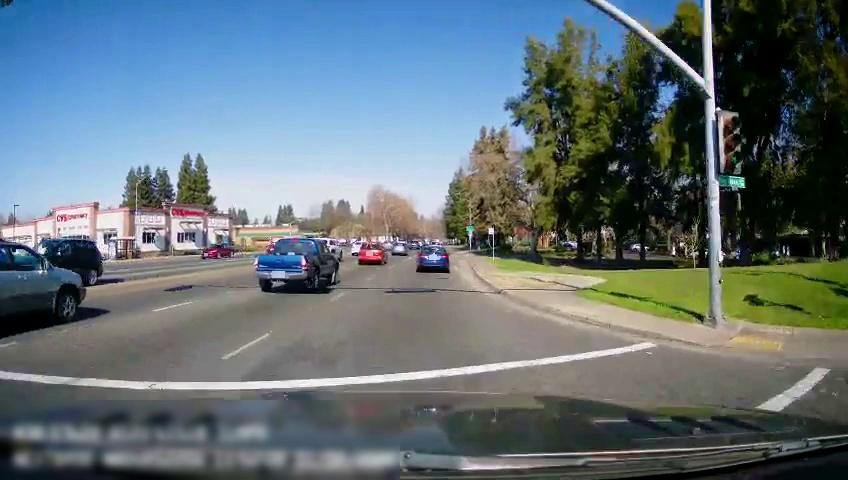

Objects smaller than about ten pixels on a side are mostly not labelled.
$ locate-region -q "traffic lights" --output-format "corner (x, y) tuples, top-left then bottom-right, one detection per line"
(720, 108), (743, 175)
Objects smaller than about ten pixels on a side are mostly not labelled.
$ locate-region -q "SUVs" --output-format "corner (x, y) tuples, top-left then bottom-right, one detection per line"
(32, 239), (105, 286)
(318, 238), (343, 262)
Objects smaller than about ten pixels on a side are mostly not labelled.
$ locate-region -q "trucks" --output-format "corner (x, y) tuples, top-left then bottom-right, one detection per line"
(255, 239), (339, 294)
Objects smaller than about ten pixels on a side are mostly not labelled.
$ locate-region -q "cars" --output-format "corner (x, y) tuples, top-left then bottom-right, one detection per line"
(392, 242), (407, 256)
(201, 244), (236, 261)
(0, 242), (87, 331)
(358, 240), (386, 265)
(351, 240), (364, 256)
(416, 245), (451, 274)
(408, 240), (419, 250)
